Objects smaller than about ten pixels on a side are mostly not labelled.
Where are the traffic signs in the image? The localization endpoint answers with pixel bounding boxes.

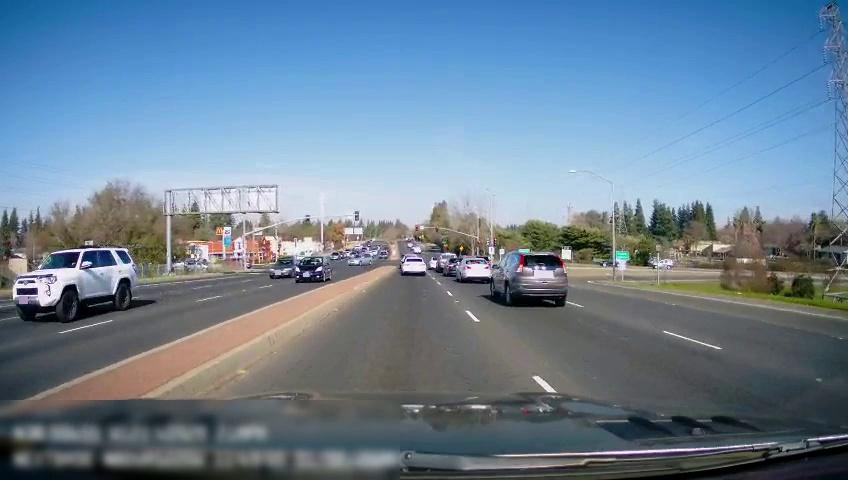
[616,250,631,262]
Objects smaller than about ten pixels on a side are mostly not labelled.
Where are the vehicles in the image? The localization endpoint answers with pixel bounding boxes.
[295,256,333,284]
[402,257,426,276]
[347,254,370,267]
[182,260,208,274]
[652,259,673,270]
[490,252,569,309]
[442,257,461,277]
[436,253,457,272]
[428,256,437,271]
[455,257,491,283]
[266,255,302,279]
[599,258,618,268]
[378,251,388,260]
[12,248,139,324]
